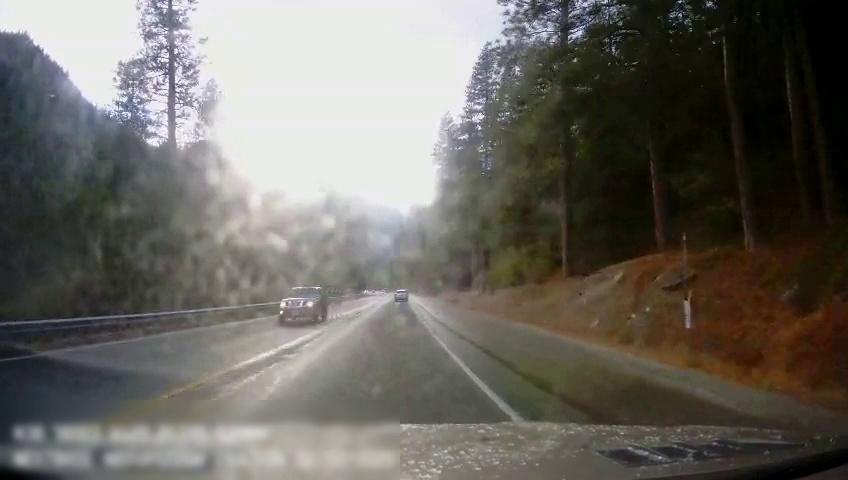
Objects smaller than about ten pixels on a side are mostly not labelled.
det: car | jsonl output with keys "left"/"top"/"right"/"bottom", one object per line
{"left": 394, "top": 288, "right": 409, "bottom": 303}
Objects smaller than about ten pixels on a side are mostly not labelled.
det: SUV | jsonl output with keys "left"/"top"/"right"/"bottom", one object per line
{"left": 279, "top": 286, "right": 329, "bottom": 324}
